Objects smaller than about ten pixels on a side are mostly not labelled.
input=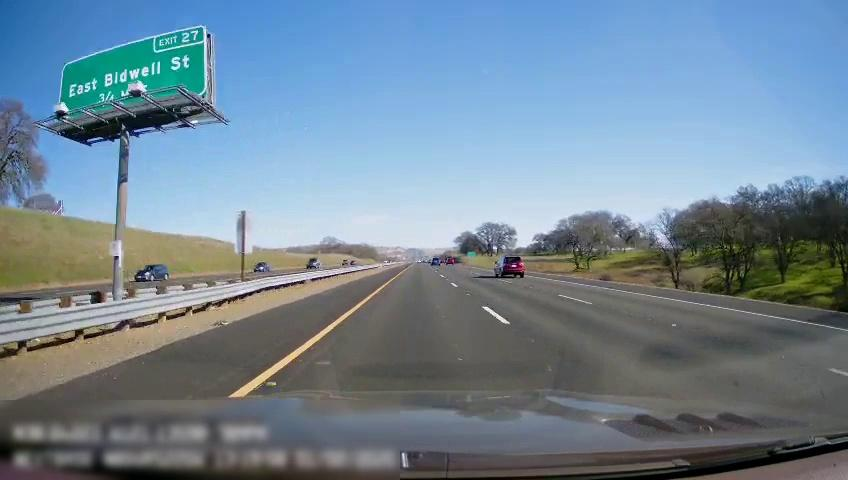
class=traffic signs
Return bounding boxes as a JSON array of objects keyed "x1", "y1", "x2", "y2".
[{"x1": 55, "y1": 25, "x2": 207, "y2": 125}]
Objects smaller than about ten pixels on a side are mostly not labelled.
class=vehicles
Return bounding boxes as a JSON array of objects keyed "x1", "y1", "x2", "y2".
[
  {"x1": 253, "y1": 261, "x2": 271, "y2": 273},
  {"x1": 306, "y1": 258, "x2": 321, "y2": 269},
  {"x1": 494, "y1": 254, "x2": 525, "y2": 279},
  {"x1": 134, "y1": 264, "x2": 169, "y2": 282}
]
